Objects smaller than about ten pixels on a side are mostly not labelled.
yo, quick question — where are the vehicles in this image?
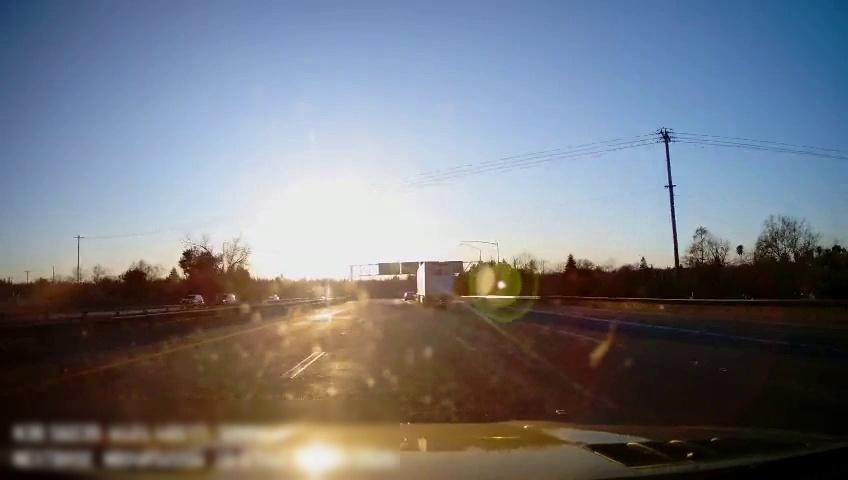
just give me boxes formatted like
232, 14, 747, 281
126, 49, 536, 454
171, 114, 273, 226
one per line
417, 262, 454, 308
216, 294, 236, 306
405, 291, 416, 301
180, 294, 204, 307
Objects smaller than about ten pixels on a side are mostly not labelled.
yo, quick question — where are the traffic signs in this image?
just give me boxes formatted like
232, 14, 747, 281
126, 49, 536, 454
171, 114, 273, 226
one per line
400, 262, 420, 275
378, 261, 401, 276
451, 261, 463, 273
